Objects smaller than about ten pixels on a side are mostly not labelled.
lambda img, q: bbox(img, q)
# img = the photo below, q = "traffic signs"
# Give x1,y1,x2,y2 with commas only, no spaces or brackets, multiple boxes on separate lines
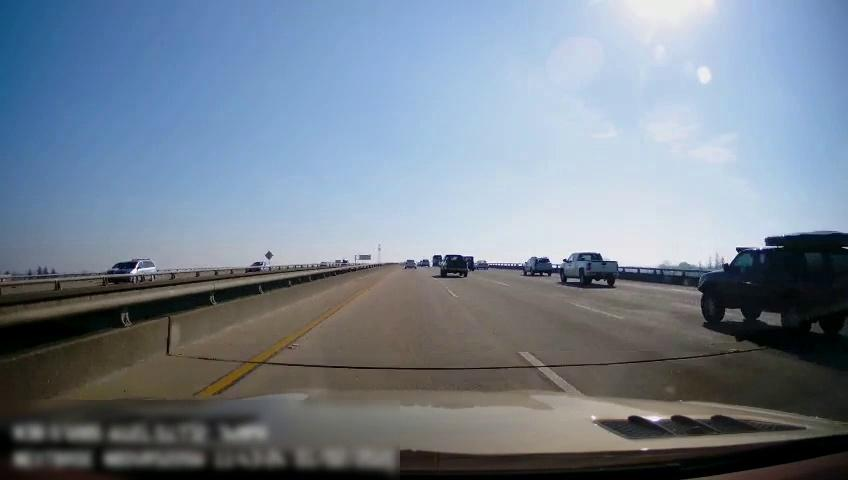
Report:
359,254,372,260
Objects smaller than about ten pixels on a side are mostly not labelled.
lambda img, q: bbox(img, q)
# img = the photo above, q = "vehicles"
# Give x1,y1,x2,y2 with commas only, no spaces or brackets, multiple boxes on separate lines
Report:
462,256,475,271
697,232,848,339
440,255,469,277
475,260,488,270
405,260,417,269
419,259,430,267
559,252,620,287
102,259,159,285
245,261,274,273
522,256,554,276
